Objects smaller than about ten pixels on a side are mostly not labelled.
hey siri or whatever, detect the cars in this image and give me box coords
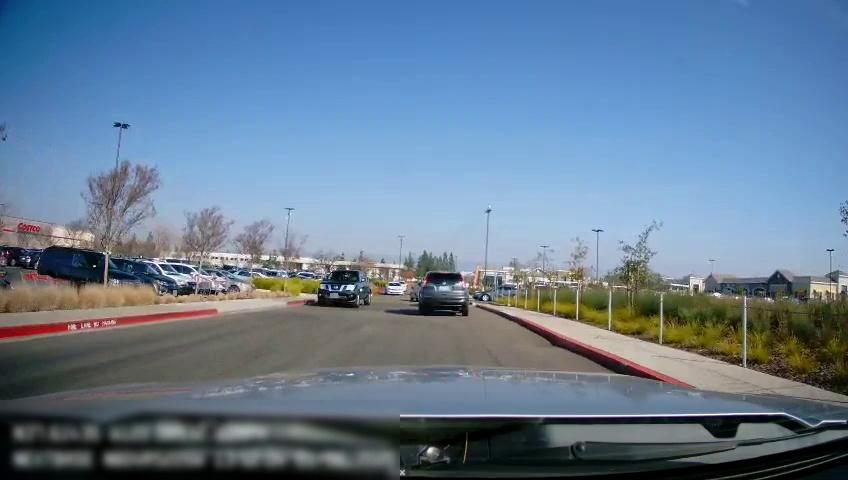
[473,284,532,304]
[384,281,405,297]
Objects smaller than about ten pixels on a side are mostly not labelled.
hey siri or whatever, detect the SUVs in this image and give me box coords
[417,271,469,317]
[316,269,374,310]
